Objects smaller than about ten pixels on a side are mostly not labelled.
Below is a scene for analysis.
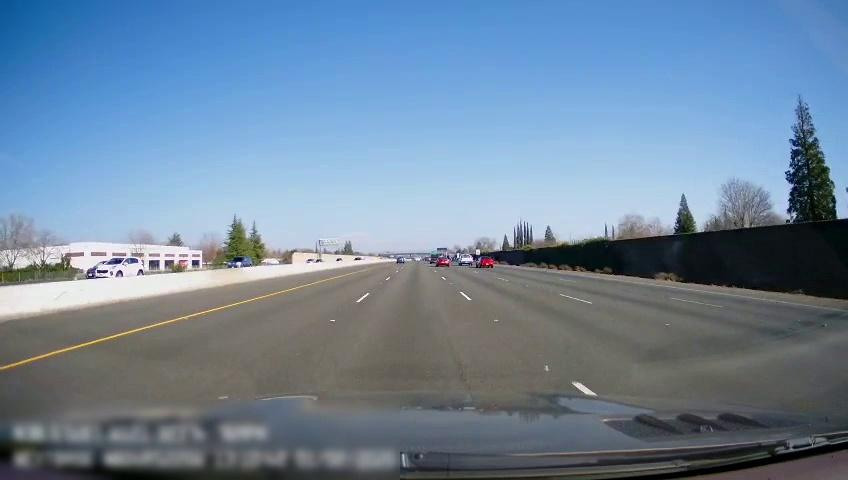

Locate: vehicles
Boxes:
[458,253,474,265]
[429,255,440,265]
[395,255,406,265]
[95,257,144,279]
[84,259,107,280]
[226,256,252,269]
[474,255,495,269]
[435,255,451,268]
